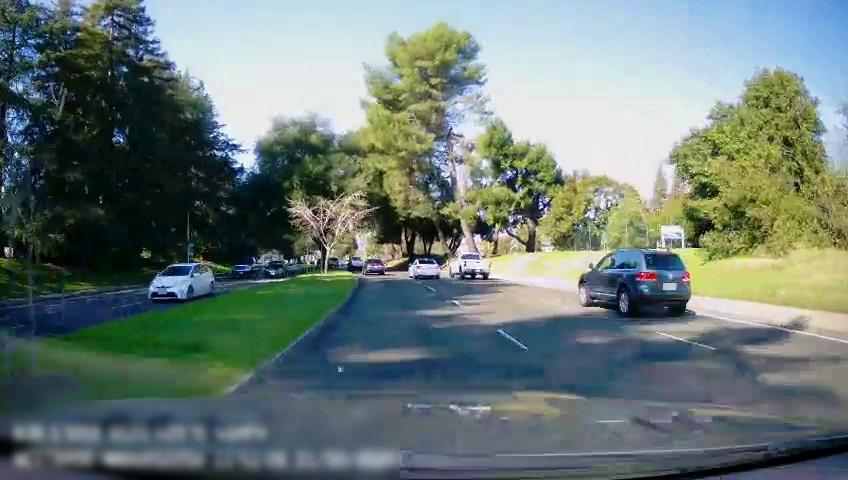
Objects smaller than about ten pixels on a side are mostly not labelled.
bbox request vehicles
[449,252,491,280]
[147,262,216,305]
[349,256,364,270]
[231,265,251,279]
[408,258,440,279]
[362,258,386,276]
[263,259,289,280]
[576,248,692,319]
